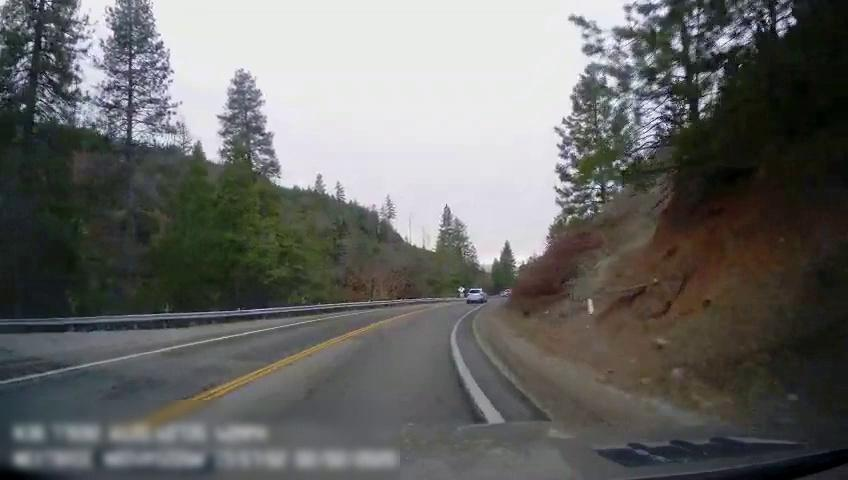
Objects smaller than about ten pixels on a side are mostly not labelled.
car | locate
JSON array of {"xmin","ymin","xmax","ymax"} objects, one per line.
[{"xmin": 466, "ymin": 288, "xmax": 488, "ymax": 304}]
